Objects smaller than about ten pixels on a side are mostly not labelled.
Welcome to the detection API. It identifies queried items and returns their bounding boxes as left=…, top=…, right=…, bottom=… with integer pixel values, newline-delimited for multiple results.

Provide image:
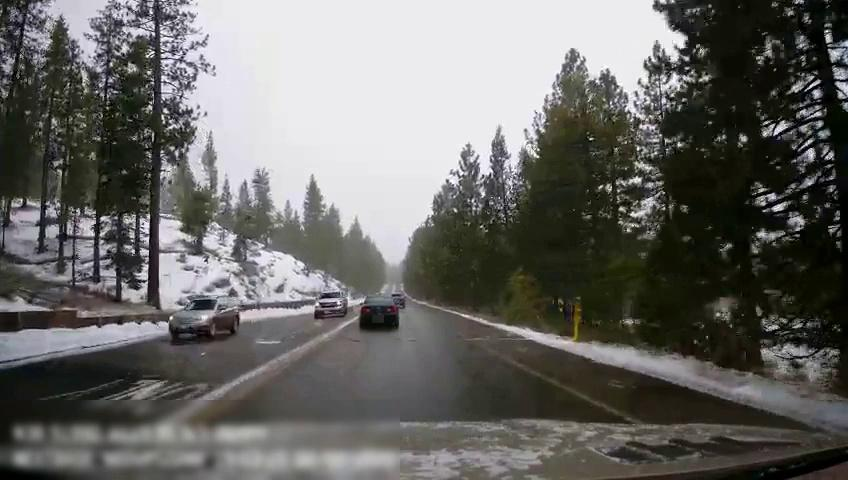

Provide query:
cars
left=390, top=293, right=406, bottom=306
left=359, top=296, right=400, bottom=329
left=167, top=296, right=242, bottom=342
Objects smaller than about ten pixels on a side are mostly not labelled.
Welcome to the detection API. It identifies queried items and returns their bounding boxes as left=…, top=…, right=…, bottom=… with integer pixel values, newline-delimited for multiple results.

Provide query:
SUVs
left=313, top=291, right=348, bottom=320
